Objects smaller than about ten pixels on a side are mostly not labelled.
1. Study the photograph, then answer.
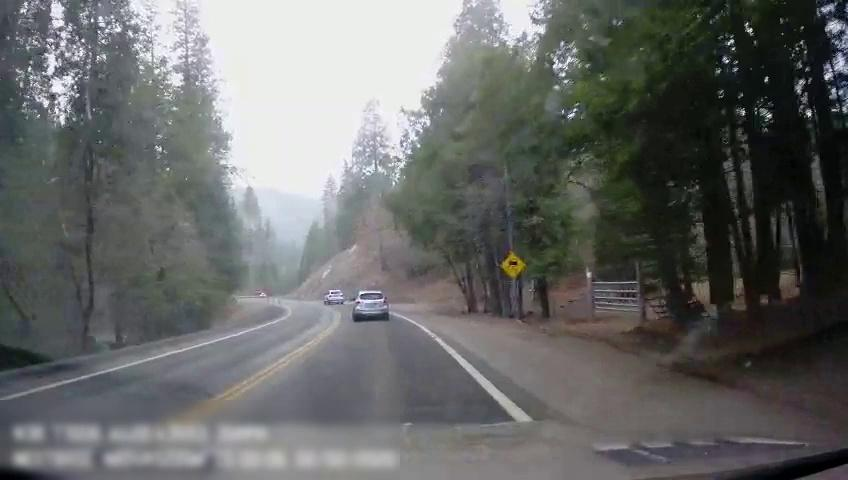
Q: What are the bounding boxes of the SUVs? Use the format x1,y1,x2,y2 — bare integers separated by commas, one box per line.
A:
323,290,344,304
351,290,389,322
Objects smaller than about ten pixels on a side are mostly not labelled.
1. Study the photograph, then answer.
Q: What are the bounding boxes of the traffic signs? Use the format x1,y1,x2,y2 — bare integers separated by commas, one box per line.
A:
500,252,526,278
